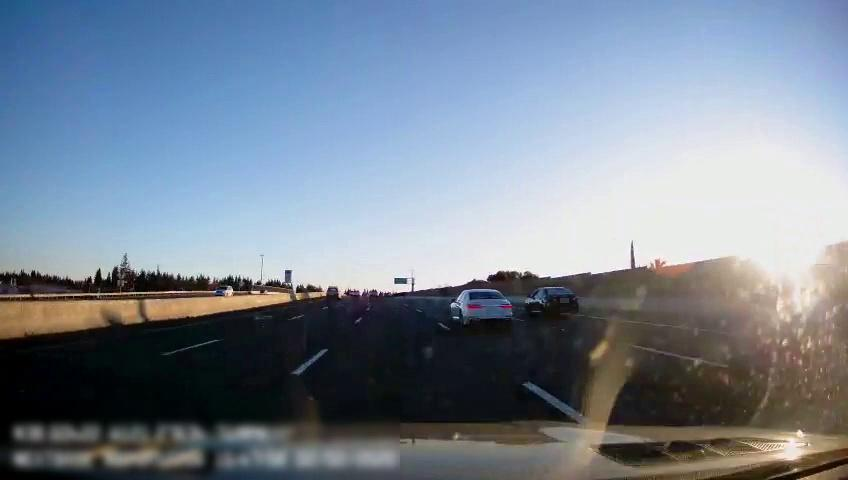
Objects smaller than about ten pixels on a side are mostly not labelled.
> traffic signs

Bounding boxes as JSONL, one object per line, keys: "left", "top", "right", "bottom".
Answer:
{"left": 284, "top": 270, "right": 292, "bottom": 283}
{"left": 393, "top": 277, "right": 408, "bottom": 284}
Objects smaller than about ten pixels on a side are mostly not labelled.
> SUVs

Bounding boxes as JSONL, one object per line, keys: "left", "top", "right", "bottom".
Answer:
{"left": 214, "top": 285, "right": 234, "bottom": 297}
{"left": 325, "top": 287, "right": 339, "bottom": 300}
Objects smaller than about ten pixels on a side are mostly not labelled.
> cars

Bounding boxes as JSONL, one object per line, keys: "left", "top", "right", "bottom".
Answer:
{"left": 524, "top": 287, "right": 579, "bottom": 317}
{"left": 449, "top": 289, "right": 513, "bottom": 330}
